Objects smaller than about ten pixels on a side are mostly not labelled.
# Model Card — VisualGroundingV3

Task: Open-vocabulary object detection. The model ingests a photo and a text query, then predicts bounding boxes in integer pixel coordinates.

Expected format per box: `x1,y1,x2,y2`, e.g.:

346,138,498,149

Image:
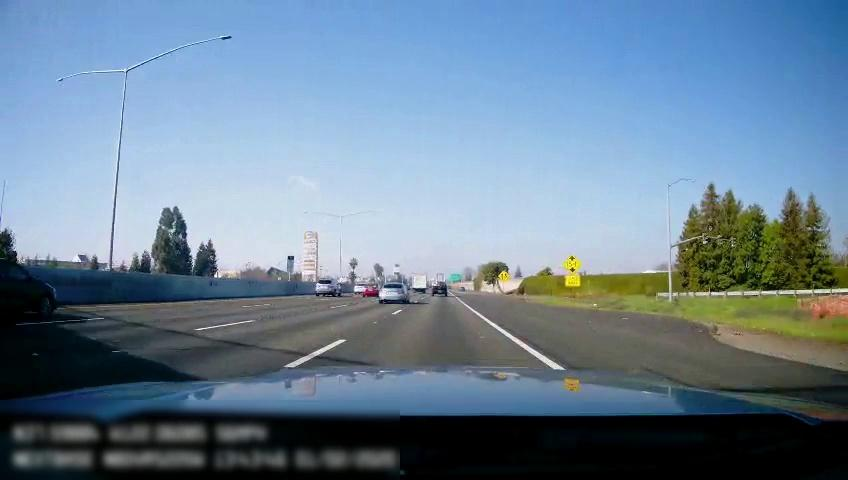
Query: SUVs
354,283,366,294
315,278,342,297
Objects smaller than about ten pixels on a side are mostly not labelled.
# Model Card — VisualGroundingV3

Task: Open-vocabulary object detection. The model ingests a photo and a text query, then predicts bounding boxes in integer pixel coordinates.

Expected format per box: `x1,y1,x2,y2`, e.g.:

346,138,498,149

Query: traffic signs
497,270,510,282
287,255,295,273
562,255,583,273
564,274,581,287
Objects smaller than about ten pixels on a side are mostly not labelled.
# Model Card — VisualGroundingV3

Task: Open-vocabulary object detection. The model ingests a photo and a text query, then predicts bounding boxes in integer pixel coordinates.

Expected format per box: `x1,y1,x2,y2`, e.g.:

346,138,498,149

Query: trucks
432,280,448,296
412,271,428,293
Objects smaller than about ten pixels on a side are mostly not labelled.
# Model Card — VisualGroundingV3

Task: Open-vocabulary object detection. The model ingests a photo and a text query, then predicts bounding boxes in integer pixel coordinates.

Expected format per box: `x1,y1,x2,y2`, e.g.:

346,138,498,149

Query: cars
362,285,379,298
379,281,411,304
